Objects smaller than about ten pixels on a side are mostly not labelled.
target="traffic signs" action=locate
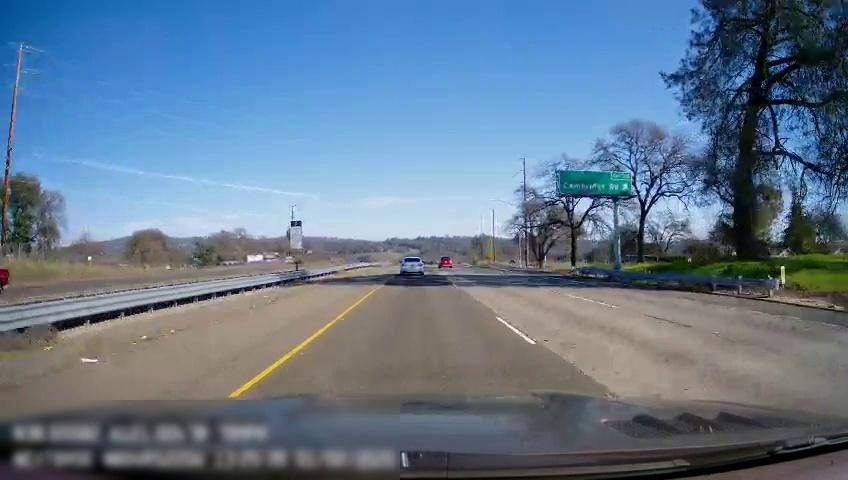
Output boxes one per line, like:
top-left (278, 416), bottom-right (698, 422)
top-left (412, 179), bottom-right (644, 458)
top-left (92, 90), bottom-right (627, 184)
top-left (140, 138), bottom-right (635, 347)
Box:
top-left (289, 220), bottom-right (304, 251)
top-left (557, 169), bottom-right (632, 196)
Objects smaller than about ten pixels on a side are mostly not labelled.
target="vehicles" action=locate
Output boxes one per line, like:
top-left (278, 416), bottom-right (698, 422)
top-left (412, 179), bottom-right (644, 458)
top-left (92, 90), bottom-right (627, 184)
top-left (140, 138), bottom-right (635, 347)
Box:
top-left (0, 266), bottom-right (11, 296)
top-left (438, 257), bottom-right (453, 268)
top-left (399, 257), bottom-right (424, 275)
